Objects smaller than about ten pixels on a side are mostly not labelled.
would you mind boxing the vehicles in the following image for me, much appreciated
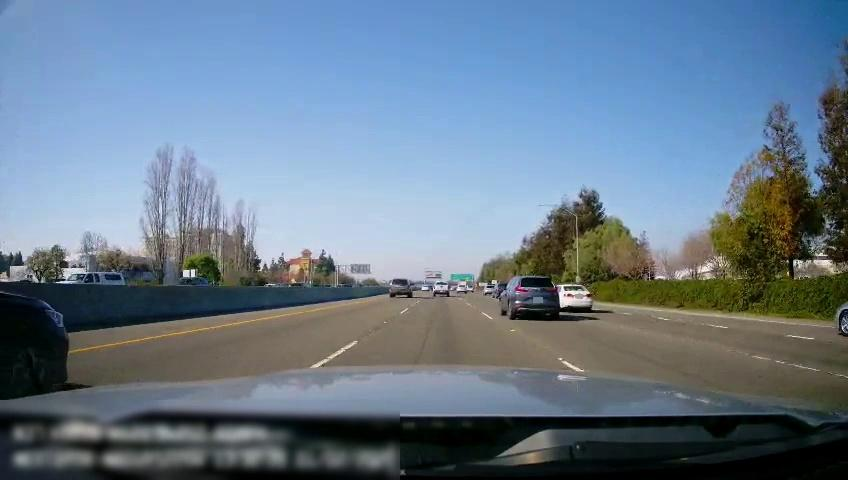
[498,275,560,319]
[432,280,451,296]
[456,283,468,293]
[173,277,209,285]
[387,277,415,299]
[265,282,287,288]
[288,282,312,288]
[555,285,593,309]
[837,300,848,336]
[0,289,71,401]
[53,272,126,286]
[492,283,509,299]
[483,284,495,296]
